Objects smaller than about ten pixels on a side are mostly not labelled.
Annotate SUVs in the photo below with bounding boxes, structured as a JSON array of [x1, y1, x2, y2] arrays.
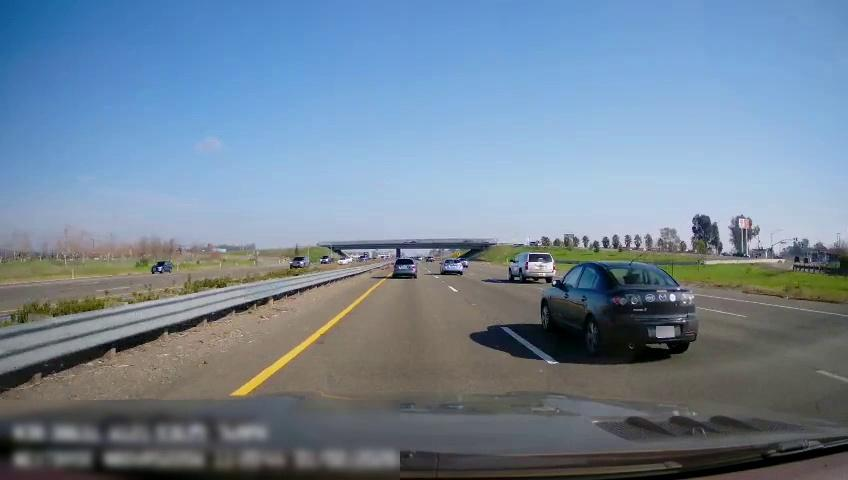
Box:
[[289, 255, 310, 270], [508, 252, 556, 283], [319, 255, 332, 265]]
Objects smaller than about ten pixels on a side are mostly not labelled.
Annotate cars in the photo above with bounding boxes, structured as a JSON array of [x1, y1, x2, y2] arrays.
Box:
[[456, 257, 469, 269], [540, 260, 700, 359], [439, 257, 464, 276], [391, 257, 417, 279], [151, 260, 174, 275], [336, 257, 349, 266]]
